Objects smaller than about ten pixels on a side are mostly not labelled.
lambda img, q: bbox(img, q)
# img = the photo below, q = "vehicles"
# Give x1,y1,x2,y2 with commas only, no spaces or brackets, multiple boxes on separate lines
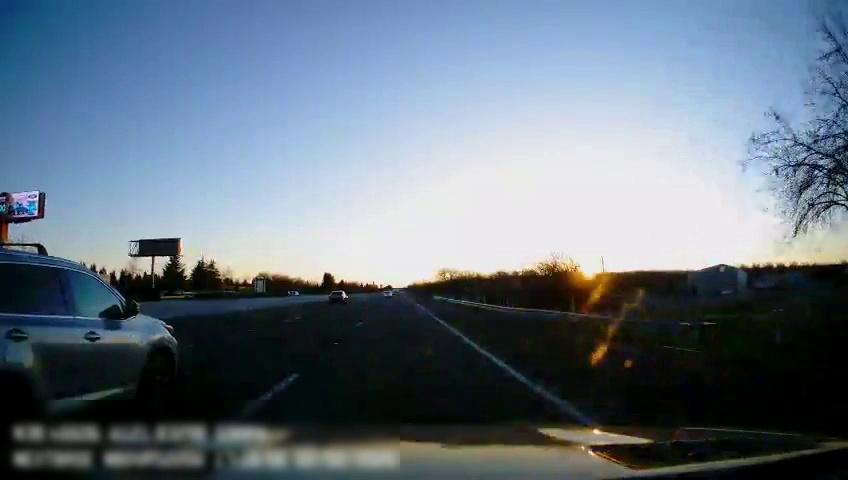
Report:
0,241,182,441
287,288,300,297
328,290,348,305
